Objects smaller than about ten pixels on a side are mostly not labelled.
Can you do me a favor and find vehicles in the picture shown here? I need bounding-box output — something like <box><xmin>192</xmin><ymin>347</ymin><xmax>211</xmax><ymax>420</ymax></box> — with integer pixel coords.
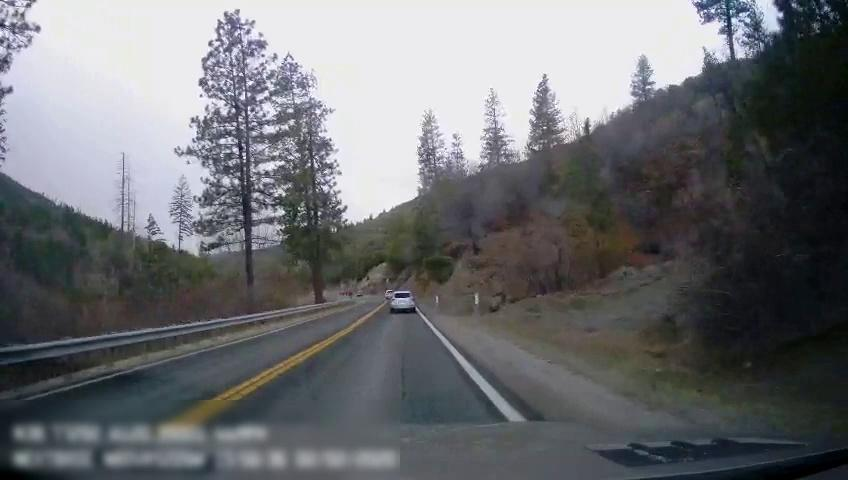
<box><xmin>389</xmin><ymin>290</ymin><xmax>416</xmax><ymax>313</ymax></box>
<box><xmin>385</xmin><ymin>289</ymin><xmax>396</xmax><ymax>300</ymax></box>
